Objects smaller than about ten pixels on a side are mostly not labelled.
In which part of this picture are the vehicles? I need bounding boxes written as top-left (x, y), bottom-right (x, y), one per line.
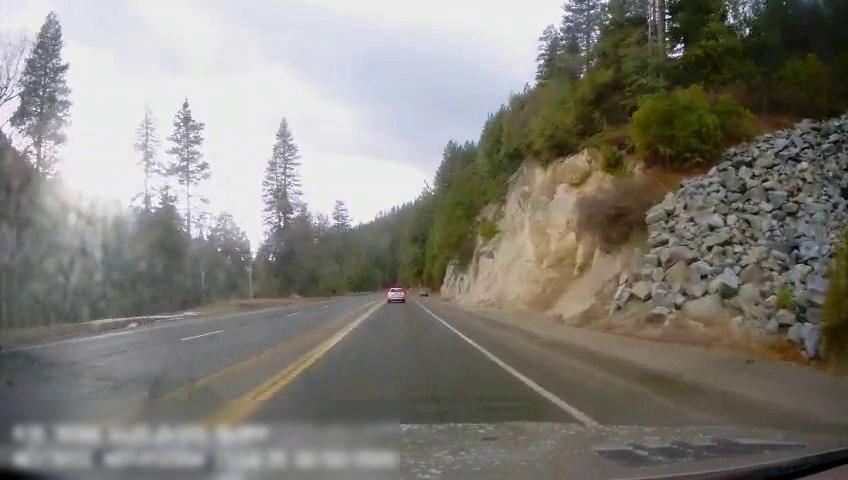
top-left (386, 287), bottom-right (407, 303)
top-left (418, 289), bottom-right (429, 297)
